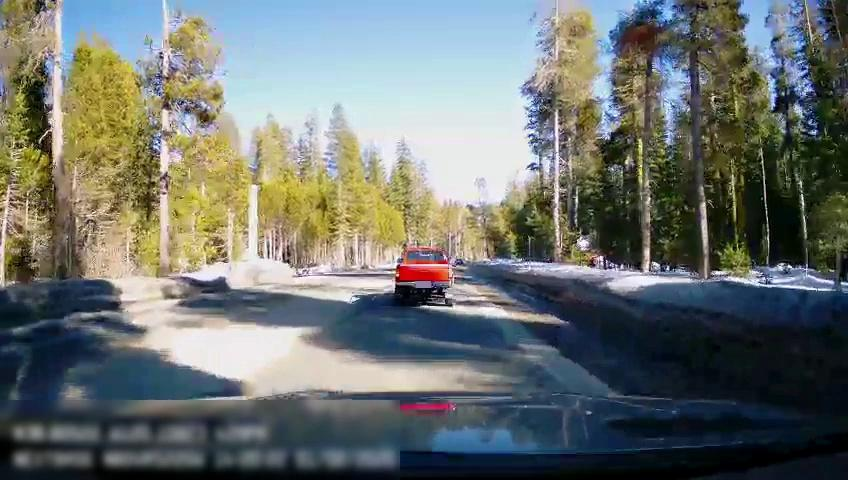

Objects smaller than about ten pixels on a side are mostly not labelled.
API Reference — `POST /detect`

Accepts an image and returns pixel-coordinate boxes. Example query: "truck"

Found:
[392,246,455,297]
